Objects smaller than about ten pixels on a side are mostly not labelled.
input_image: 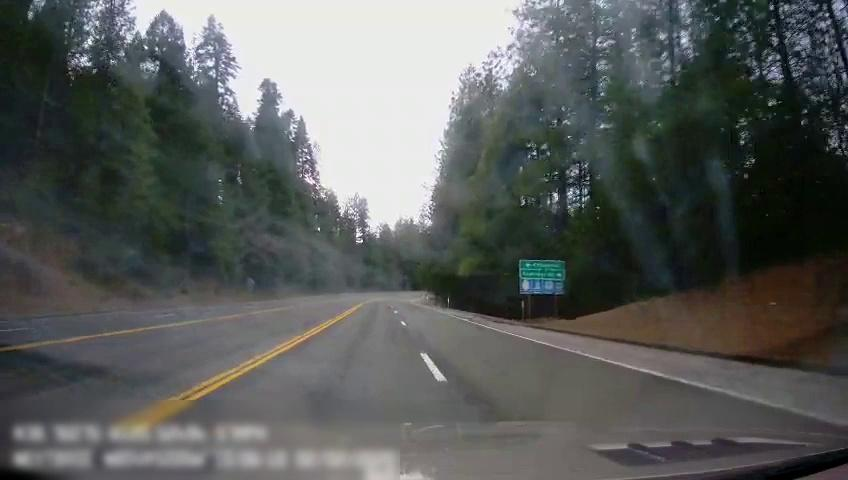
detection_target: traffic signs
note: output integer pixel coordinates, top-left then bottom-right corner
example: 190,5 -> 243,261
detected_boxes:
519,280 -> 564,295
518,259 -> 566,282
